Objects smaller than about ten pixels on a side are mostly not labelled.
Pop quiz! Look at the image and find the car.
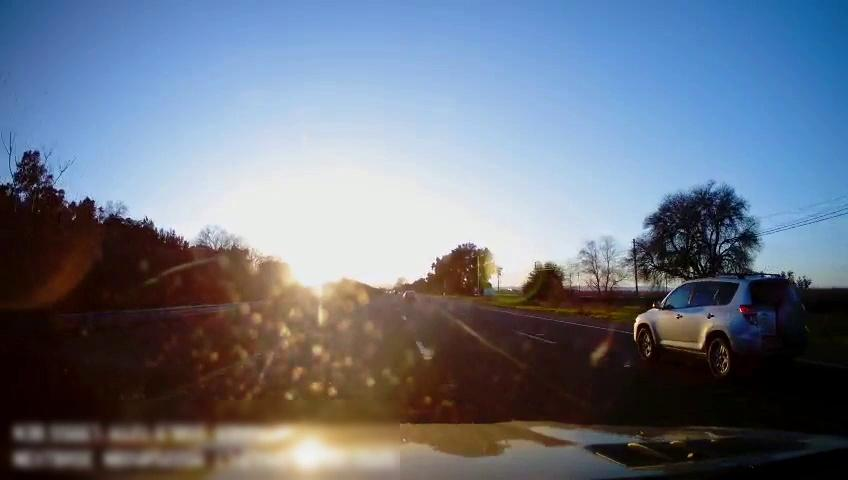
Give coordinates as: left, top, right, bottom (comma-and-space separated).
404, 290, 416, 300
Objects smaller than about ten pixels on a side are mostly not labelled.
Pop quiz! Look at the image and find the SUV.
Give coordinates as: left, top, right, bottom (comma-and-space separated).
633, 273, 809, 384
